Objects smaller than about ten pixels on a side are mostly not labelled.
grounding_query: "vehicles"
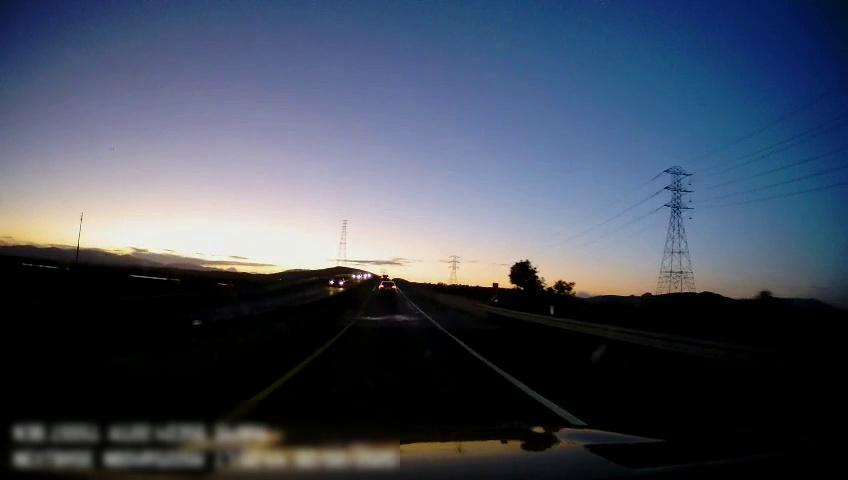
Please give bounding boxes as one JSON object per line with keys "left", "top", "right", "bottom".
{"left": 377, "top": 280, "right": 397, "bottom": 296}
{"left": 328, "top": 276, "right": 346, "bottom": 288}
